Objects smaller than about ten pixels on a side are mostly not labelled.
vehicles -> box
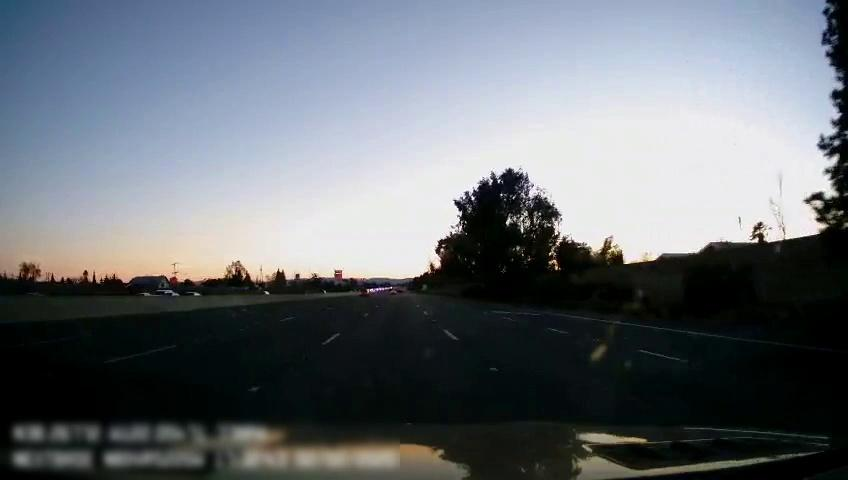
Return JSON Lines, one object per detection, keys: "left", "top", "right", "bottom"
{"left": 181, "top": 292, "right": 201, "bottom": 298}
{"left": 359, "top": 288, "right": 370, "bottom": 297}
{"left": 22, "top": 292, "right": 44, "bottom": 298}
{"left": 161, "top": 292, "right": 180, "bottom": 298}
{"left": 134, "top": 293, "right": 151, "bottom": 298}
{"left": 258, "top": 291, "right": 270, "bottom": 296}
{"left": 148, "top": 290, "right": 175, "bottom": 298}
